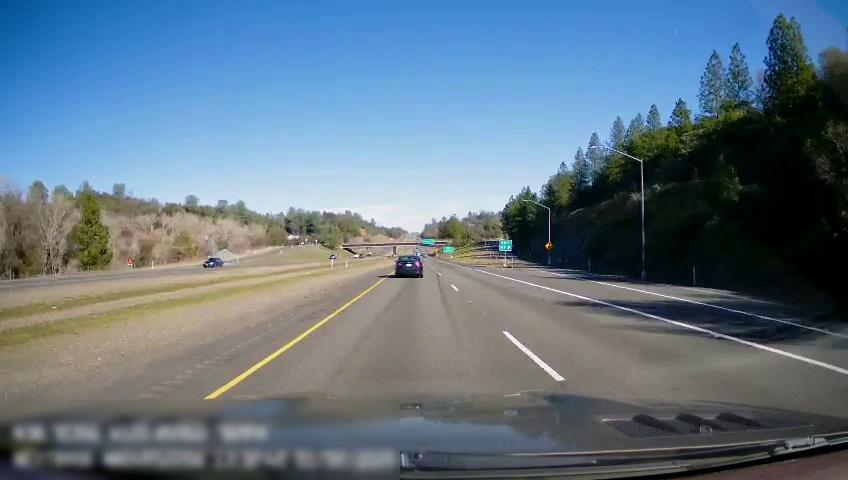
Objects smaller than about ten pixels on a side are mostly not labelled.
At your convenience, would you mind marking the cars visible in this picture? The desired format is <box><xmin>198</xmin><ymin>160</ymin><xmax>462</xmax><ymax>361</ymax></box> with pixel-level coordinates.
<box><xmin>395</xmin><ymin>255</ymin><xmax>423</xmax><ymax>277</ymax></box>
<box><xmin>202</xmin><ymin>258</ymin><xmax>225</xmax><ymax>268</ymax></box>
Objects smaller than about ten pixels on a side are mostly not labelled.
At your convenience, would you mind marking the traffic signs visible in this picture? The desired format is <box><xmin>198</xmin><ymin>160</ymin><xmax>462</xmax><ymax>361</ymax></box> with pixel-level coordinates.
<box><xmin>499</xmin><ymin>240</ymin><xmax>513</xmax><ymax>251</ymax></box>
<box><xmin>422</xmin><ymin>239</ymin><xmax>436</xmax><ymax>246</ymax></box>
<box><xmin>443</xmin><ymin>246</ymin><xmax>455</xmax><ymax>253</ymax></box>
